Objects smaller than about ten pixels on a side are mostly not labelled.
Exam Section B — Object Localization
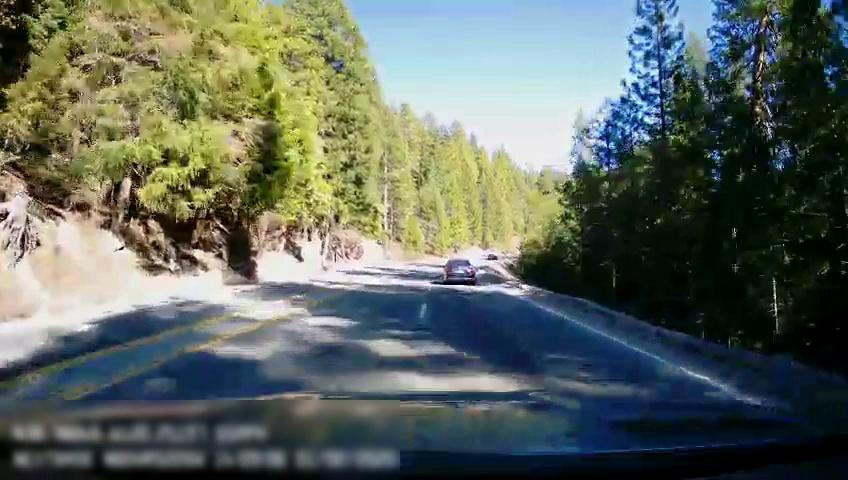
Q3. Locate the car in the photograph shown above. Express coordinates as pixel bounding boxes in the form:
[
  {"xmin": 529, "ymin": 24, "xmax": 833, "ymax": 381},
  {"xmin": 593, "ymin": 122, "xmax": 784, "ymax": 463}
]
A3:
[{"xmin": 442, "ymin": 257, "xmax": 476, "ymax": 284}]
